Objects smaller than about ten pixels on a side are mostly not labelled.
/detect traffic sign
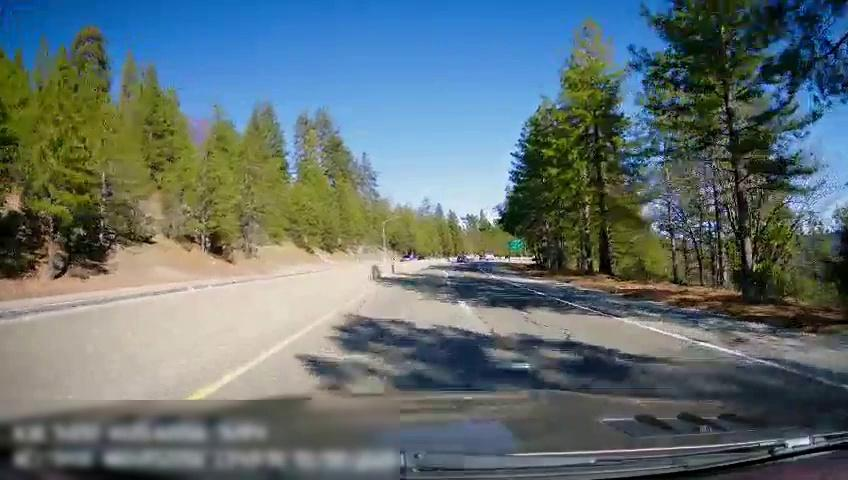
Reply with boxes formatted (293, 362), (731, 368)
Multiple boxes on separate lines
(507, 240), (526, 252)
